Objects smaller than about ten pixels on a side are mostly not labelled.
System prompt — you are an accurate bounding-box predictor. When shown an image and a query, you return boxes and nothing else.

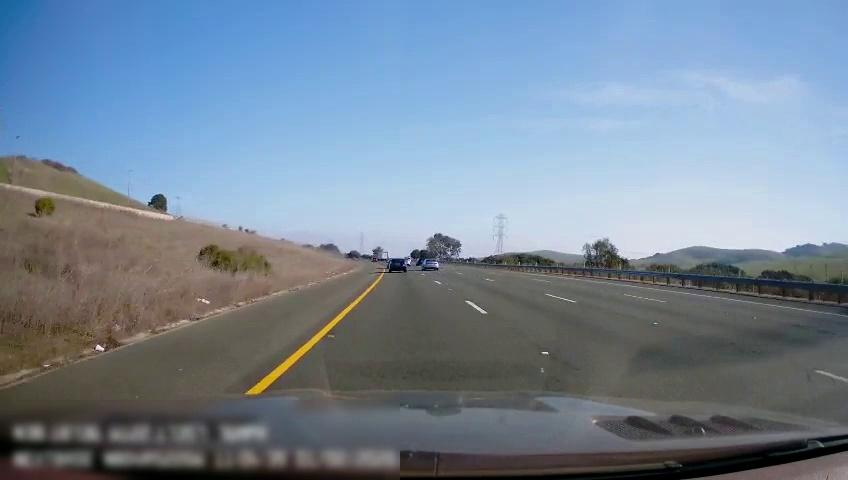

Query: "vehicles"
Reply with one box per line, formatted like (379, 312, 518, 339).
(389, 258, 407, 272)
(416, 259, 425, 267)
(422, 259, 439, 271)
(374, 252, 387, 261)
